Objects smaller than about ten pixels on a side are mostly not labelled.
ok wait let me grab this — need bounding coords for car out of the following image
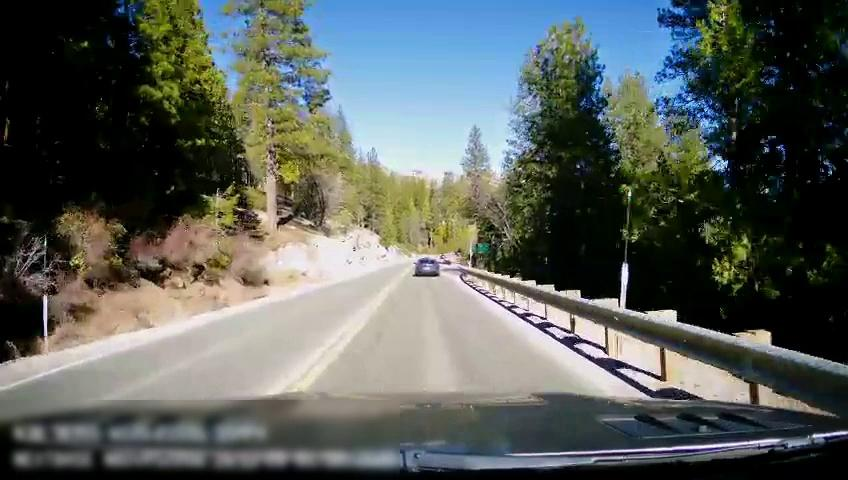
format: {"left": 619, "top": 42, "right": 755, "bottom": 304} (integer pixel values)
{"left": 413, "top": 257, "right": 441, "bottom": 277}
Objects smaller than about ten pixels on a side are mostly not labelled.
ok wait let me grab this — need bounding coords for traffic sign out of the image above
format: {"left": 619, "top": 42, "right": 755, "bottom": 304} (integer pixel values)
{"left": 472, "top": 244, "right": 493, "bottom": 255}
